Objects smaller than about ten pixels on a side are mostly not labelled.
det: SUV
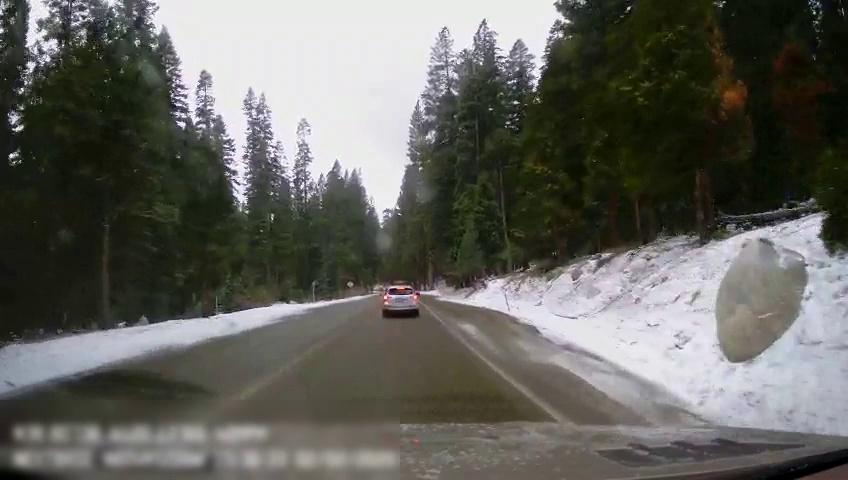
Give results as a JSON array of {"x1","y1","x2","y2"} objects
[{"x1": 381, "y1": 284, "x2": 421, "y2": 319}]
